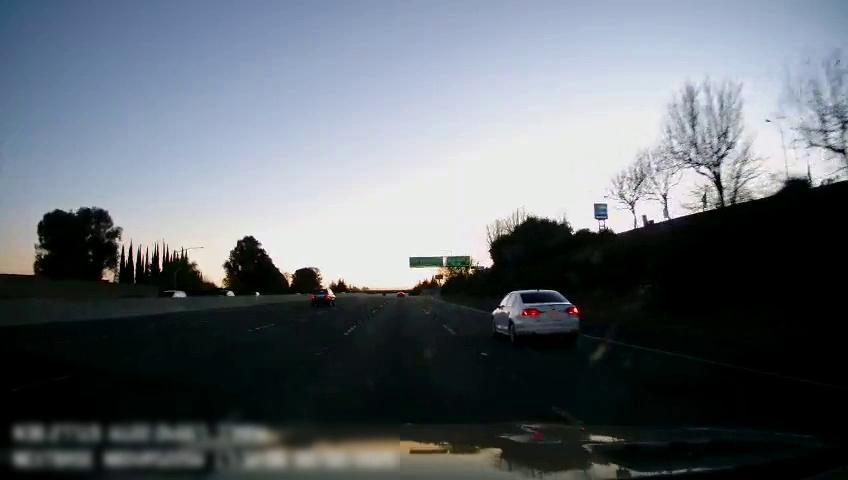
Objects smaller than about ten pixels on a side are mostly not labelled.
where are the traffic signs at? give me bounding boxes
[410,257,443,267]
[447,256,470,267]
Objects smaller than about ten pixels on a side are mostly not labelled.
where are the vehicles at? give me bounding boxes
[491,289,580,346]
[311,288,336,307]
[158,290,187,300]
[249,292,261,297]
[216,290,236,298]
